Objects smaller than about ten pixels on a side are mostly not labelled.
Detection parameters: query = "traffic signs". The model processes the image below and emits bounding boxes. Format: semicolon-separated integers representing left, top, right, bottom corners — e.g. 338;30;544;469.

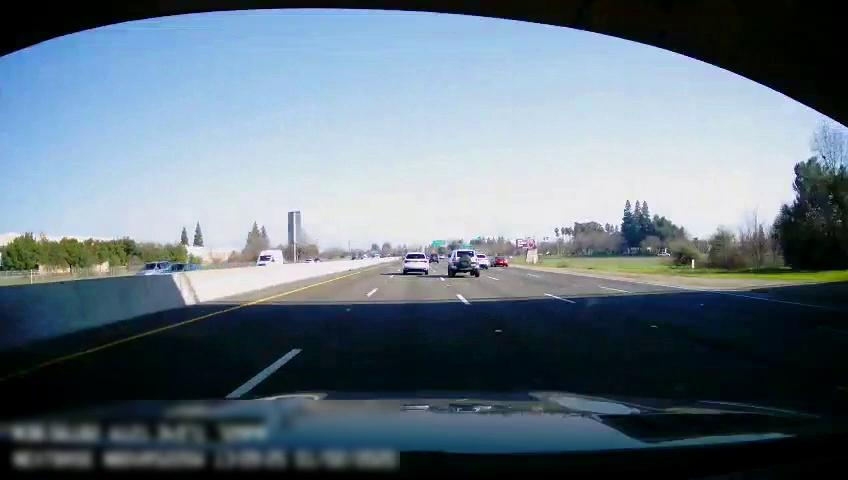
431;240;444;248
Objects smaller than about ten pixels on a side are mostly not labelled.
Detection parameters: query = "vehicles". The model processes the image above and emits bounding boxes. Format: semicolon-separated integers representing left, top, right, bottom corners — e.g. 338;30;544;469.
446;249;481;280
428;254;440;264
476;254;490;269
490;255;509;267
168;263;193;274
256;249;285;267
138;262;170;276
402;251;430;276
